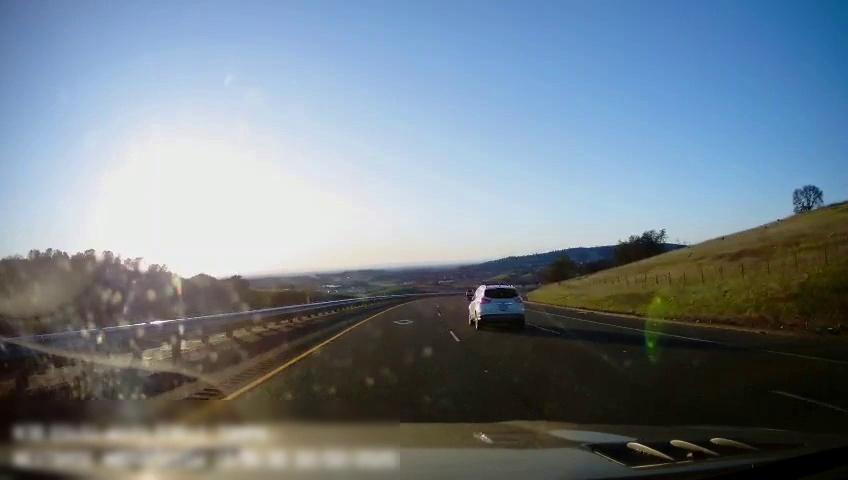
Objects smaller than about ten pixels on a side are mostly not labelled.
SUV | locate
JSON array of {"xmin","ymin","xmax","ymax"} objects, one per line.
[{"xmin": 466, "ymin": 285, "xmax": 525, "ymax": 330}]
